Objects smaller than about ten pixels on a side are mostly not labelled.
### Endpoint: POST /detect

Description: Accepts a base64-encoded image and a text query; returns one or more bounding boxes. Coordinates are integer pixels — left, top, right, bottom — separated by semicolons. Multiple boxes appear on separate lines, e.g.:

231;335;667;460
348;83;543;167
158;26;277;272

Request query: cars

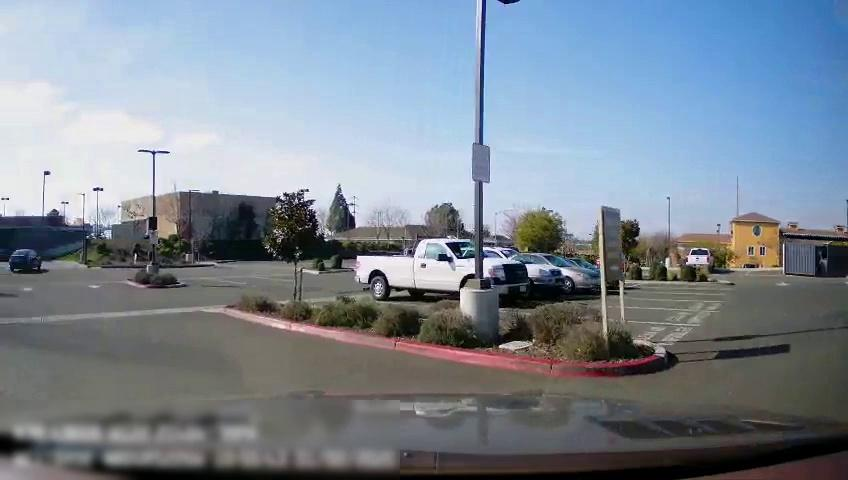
495;246;566;297
539;253;600;291
8;249;42;272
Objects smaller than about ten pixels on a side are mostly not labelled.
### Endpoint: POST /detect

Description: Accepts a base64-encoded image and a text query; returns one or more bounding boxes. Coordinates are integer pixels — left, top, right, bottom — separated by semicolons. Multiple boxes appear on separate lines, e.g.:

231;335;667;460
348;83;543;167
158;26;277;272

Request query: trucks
353;238;532;301
687;247;715;266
